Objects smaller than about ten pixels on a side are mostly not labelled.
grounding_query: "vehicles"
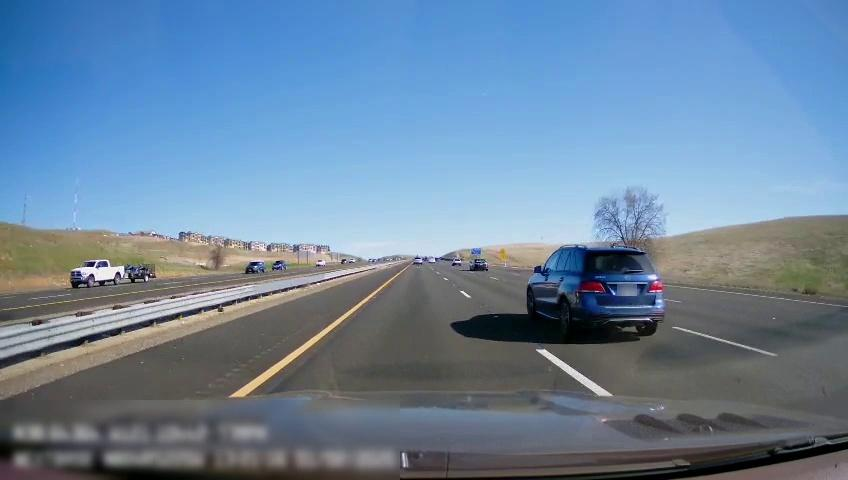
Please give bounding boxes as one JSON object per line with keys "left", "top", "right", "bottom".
{"left": 70, "top": 260, "right": 125, "bottom": 288}
{"left": 524, "top": 247, "right": 663, "bottom": 338}
{"left": 412, "top": 255, "right": 423, "bottom": 265}
{"left": 450, "top": 257, "right": 462, "bottom": 267}
{"left": 272, "top": 260, "right": 287, "bottom": 271}
{"left": 315, "top": 259, "right": 326, "bottom": 266}
{"left": 128, "top": 265, "right": 157, "bottom": 283}
{"left": 245, "top": 261, "right": 265, "bottom": 274}
{"left": 470, "top": 259, "right": 489, "bottom": 272}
